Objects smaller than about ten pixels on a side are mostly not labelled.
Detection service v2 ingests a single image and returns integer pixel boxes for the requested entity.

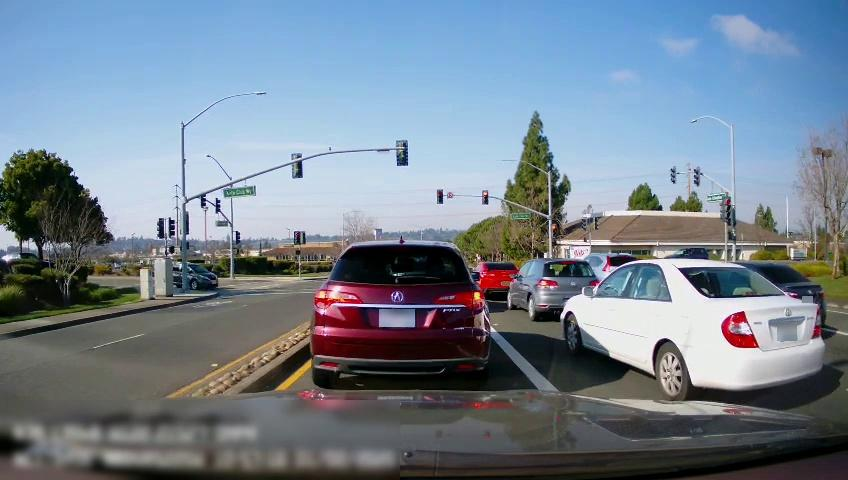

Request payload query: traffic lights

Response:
[584,216,591,230]
[200,194,208,208]
[668,168,676,183]
[434,188,444,205]
[482,187,491,206]
[395,137,410,168]
[235,230,242,243]
[168,217,174,237]
[593,216,601,230]
[157,218,165,237]
[216,197,223,214]
[301,231,306,244]
[693,168,700,186]
[293,231,300,244]
[289,152,302,179]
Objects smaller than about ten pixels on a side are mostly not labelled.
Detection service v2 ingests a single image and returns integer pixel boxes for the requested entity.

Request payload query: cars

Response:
[559,258,828,402]
[475,260,518,295]
[507,256,603,323]
[733,259,825,305]
[665,245,708,260]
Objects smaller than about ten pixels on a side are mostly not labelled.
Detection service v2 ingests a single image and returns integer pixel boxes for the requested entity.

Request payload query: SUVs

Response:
[583,251,633,284]
[310,241,491,386]
[170,258,220,290]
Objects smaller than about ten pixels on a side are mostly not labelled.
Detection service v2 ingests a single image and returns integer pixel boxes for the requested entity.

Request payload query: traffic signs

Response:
[706,193,723,202]
[224,184,258,197]
[511,214,530,222]
[215,219,230,227]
